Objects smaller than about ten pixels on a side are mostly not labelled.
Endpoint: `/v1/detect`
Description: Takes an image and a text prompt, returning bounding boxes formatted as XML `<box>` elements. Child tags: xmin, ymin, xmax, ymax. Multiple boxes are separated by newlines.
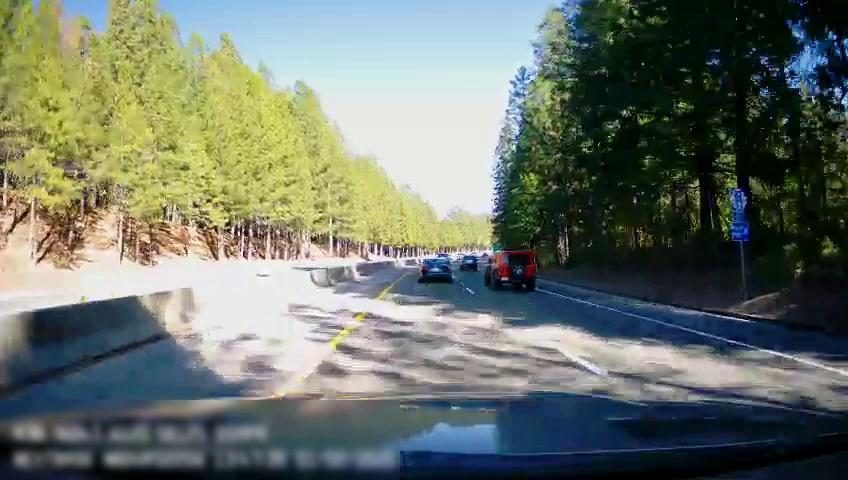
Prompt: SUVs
<box><xmin>485</xmin><ymin>250</ymin><xmax>538</xmax><ymax>291</ymax></box>
<box><xmin>460</xmin><ymin>256</ymin><xmax>478</xmax><ymax>272</ymax></box>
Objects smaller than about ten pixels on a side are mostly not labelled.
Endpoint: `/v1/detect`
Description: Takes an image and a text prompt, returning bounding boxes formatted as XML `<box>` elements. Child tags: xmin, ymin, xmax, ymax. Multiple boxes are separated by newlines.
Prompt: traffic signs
<box><xmin>489</xmin><ymin>243</ymin><xmax>509</xmax><ymax>254</ymax></box>
<box><xmin>729</xmin><ymin>188</ymin><xmax>755</xmax><ymax>243</ymax></box>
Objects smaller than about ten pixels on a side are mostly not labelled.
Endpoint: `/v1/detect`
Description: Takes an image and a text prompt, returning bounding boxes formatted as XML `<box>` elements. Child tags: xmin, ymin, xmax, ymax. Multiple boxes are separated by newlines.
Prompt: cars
<box><xmin>419</xmin><ymin>256</ymin><xmax>453</xmax><ymax>284</ymax></box>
